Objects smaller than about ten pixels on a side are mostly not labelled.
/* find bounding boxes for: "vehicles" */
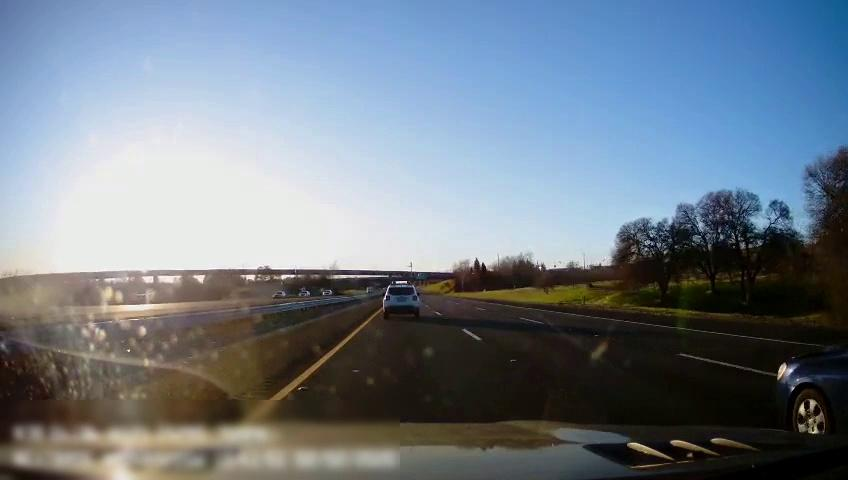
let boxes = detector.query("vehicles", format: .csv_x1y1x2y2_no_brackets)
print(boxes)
383,284,422,321
271,290,287,301
322,289,334,297
771,340,848,439
298,290,311,298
